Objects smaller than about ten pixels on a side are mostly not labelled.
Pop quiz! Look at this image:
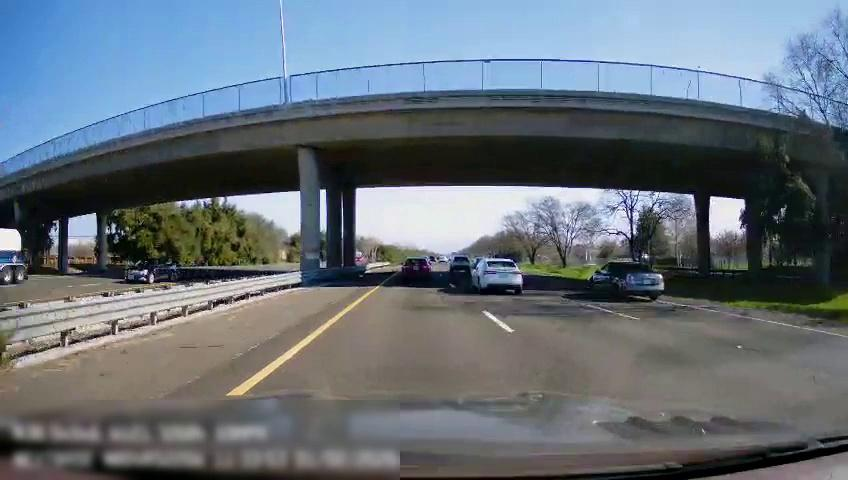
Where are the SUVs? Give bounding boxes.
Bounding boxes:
[124,256,181,285]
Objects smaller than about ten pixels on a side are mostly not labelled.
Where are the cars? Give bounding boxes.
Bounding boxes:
[469,258,524,296]
[590,262,665,302]
[449,255,471,272]
[400,257,432,280]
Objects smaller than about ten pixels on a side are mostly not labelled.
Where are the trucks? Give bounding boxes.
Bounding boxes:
[0,227,31,286]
